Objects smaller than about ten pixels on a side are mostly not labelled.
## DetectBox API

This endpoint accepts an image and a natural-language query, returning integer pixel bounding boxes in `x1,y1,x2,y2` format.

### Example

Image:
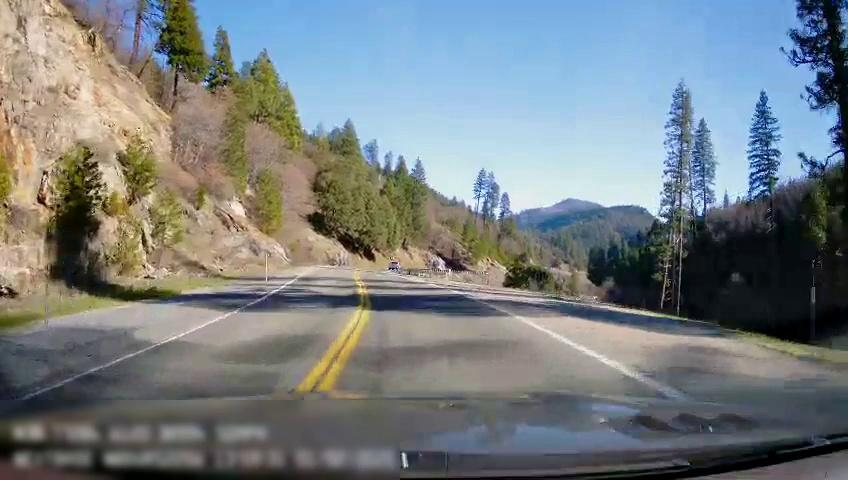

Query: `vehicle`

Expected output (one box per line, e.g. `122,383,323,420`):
388,261,402,271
